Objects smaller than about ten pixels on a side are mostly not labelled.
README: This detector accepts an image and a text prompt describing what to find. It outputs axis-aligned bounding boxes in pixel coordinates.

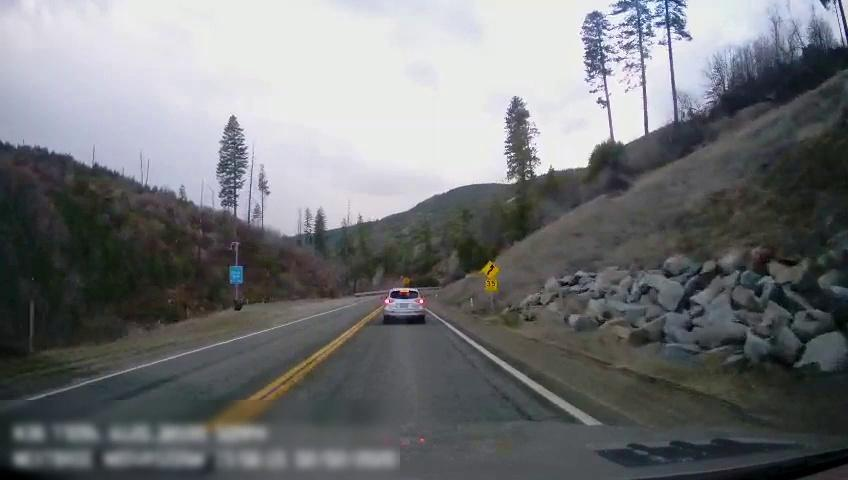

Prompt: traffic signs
[229,265,244,284]
[485,279,498,291]
[482,260,499,278]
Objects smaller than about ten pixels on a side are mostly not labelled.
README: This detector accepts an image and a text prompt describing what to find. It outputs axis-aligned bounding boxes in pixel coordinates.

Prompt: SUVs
[383,288,425,324]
